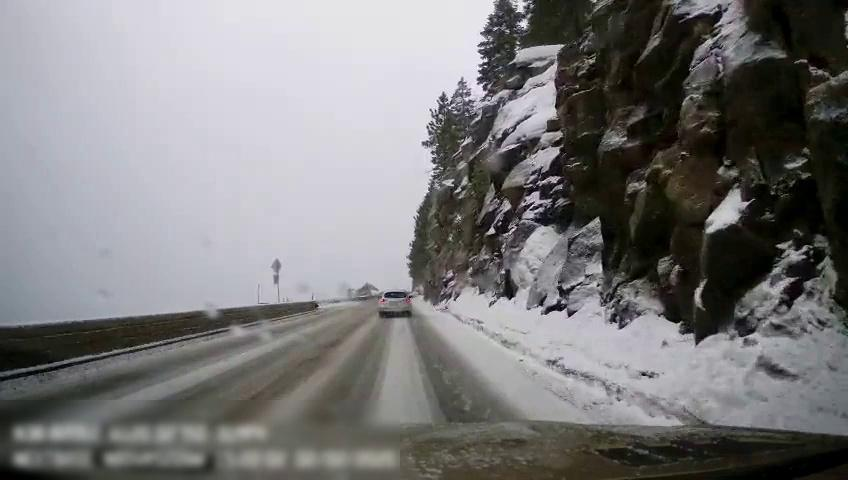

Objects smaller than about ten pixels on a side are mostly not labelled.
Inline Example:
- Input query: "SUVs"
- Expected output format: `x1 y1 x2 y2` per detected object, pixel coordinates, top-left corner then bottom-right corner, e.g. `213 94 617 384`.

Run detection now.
378 289 414 317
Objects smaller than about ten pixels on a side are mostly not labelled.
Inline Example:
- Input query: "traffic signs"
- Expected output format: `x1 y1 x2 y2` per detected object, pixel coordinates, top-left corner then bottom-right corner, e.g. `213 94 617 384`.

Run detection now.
271 259 281 274
273 274 279 285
